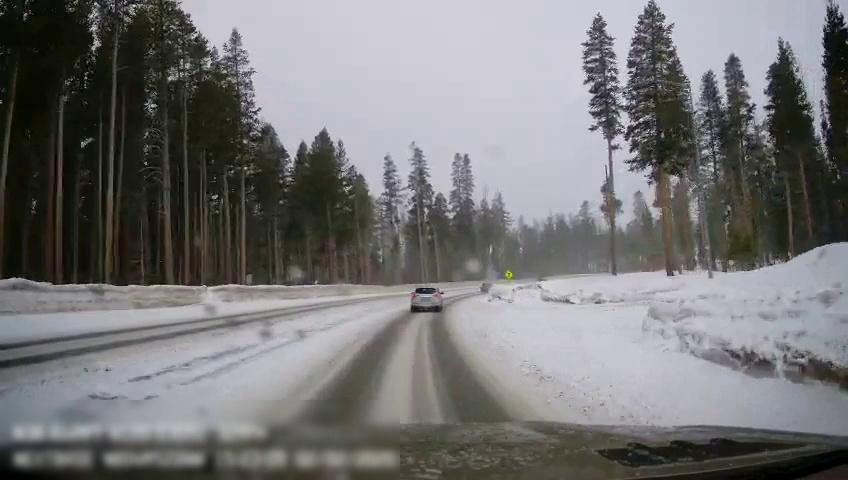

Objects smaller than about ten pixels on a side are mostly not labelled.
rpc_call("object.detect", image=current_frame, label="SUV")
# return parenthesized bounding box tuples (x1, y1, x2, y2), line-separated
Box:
(410, 286, 445, 313)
